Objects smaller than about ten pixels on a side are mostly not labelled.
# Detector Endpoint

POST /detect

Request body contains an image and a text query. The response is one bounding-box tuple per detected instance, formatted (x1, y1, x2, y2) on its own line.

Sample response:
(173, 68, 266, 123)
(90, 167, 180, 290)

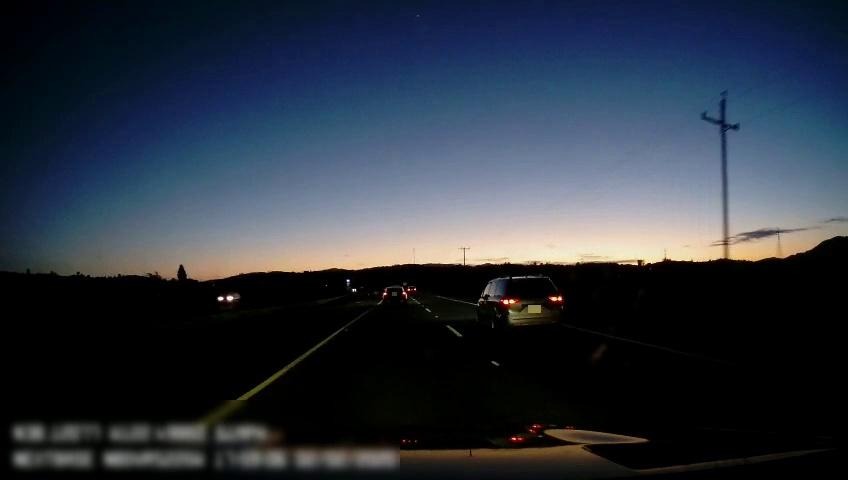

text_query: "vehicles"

(407, 284, 418, 294)
(473, 274, 565, 341)
(381, 286, 407, 307)
(215, 290, 241, 307)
